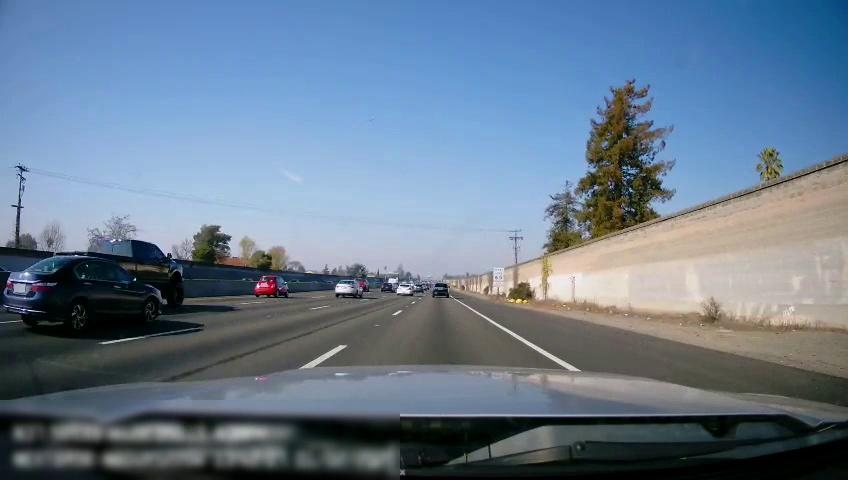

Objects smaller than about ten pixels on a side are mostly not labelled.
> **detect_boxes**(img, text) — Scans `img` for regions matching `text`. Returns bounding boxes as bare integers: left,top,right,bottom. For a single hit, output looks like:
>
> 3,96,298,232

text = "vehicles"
334,280,364,299
50,239,184,310
388,277,403,289
253,275,288,299
2,255,164,337
348,277,370,292
396,282,414,297
431,283,450,298
380,282,395,293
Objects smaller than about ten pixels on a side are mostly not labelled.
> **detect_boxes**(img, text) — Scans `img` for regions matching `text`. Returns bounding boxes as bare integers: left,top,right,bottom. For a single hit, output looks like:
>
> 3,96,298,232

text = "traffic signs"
492,266,505,288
